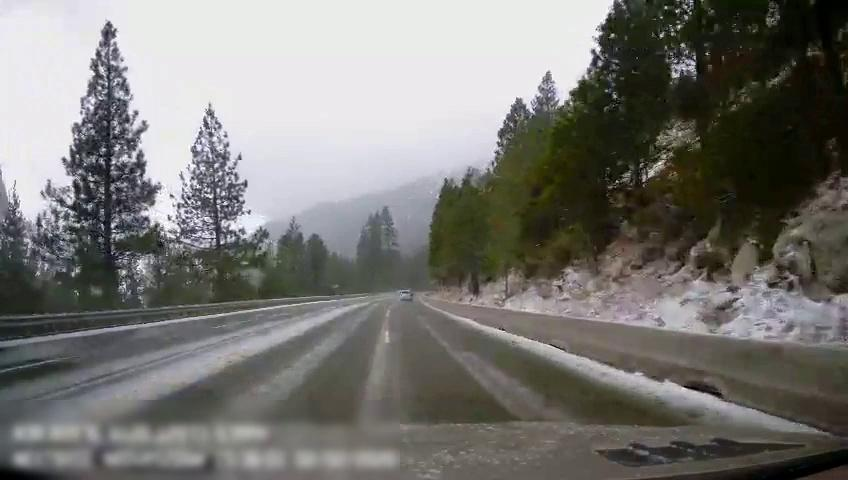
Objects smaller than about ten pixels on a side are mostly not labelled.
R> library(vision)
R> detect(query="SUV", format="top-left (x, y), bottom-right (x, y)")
top-left (399, 289), bottom-right (413, 302)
